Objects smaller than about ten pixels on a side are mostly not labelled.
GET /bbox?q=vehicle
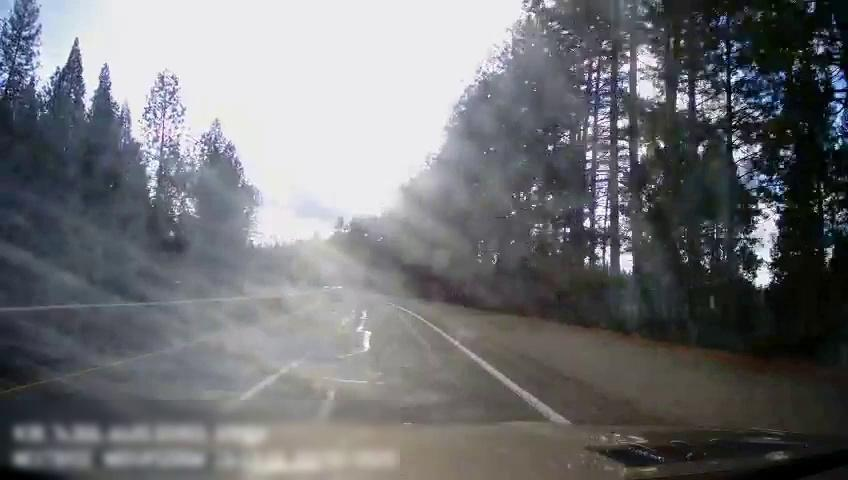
[327,286,345,302]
